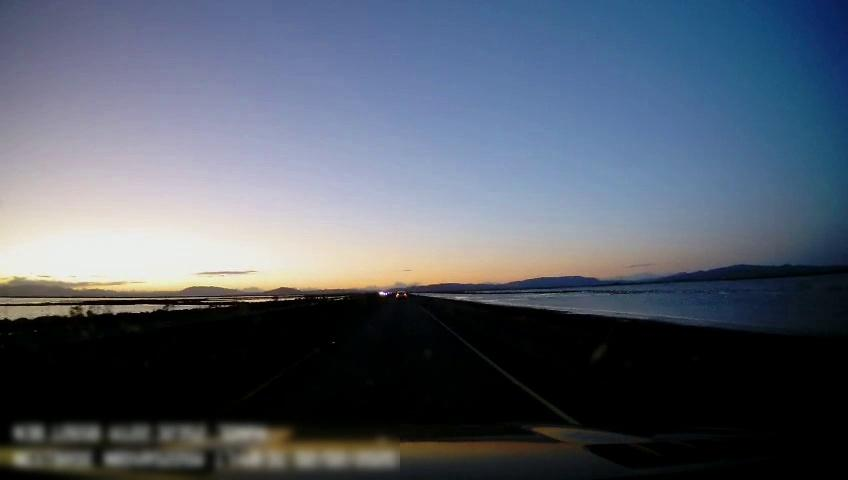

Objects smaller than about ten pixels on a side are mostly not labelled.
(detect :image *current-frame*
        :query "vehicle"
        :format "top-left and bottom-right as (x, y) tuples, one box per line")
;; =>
(395, 291), (407, 300)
